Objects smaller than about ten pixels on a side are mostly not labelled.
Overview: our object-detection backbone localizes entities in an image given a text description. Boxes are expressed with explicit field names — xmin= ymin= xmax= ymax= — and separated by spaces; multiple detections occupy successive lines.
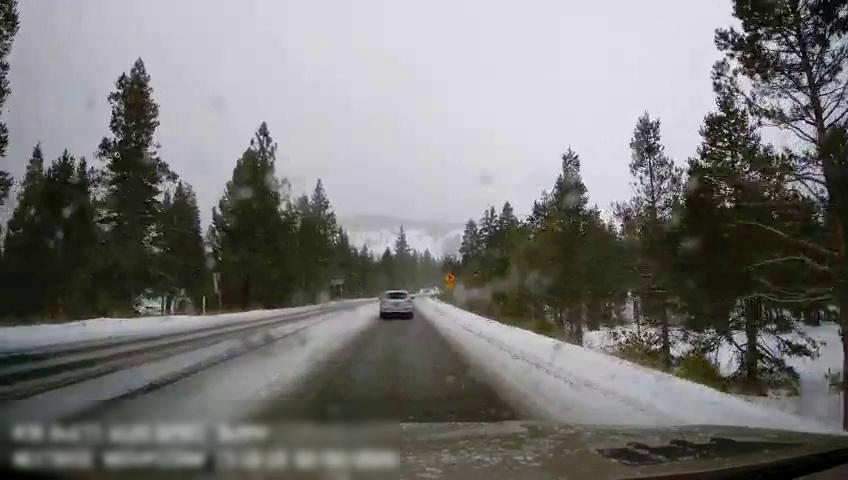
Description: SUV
xmin=379 ymin=289 xmax=415 ymax=318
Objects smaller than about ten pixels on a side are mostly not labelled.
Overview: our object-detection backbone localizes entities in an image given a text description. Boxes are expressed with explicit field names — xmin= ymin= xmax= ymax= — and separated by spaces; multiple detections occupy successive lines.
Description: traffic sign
xmin=445 ymin=273 xmax=457 ymax=283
